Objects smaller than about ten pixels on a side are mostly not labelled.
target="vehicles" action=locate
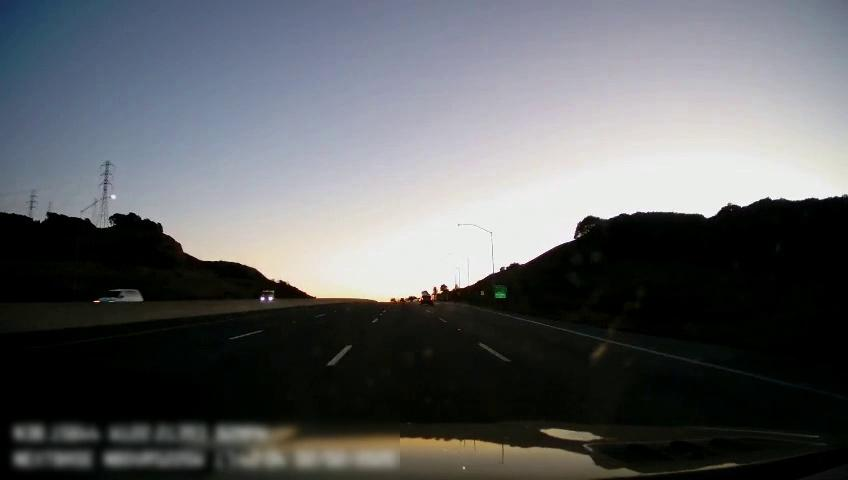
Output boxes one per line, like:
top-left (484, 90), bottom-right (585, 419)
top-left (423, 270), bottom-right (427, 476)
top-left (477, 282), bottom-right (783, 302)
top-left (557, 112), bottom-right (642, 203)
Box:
top-left (94, 289), bottom-right (145, 303)
top-left (260, 289), bottom-right (276, 301)
top-left (418, 294), bottom-right (434, 306)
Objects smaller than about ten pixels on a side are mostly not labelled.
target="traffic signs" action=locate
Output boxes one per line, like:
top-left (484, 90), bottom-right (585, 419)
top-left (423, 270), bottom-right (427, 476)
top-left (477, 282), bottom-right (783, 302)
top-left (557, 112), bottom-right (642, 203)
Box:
top-left (494, 284), bottom-right (507, 299)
